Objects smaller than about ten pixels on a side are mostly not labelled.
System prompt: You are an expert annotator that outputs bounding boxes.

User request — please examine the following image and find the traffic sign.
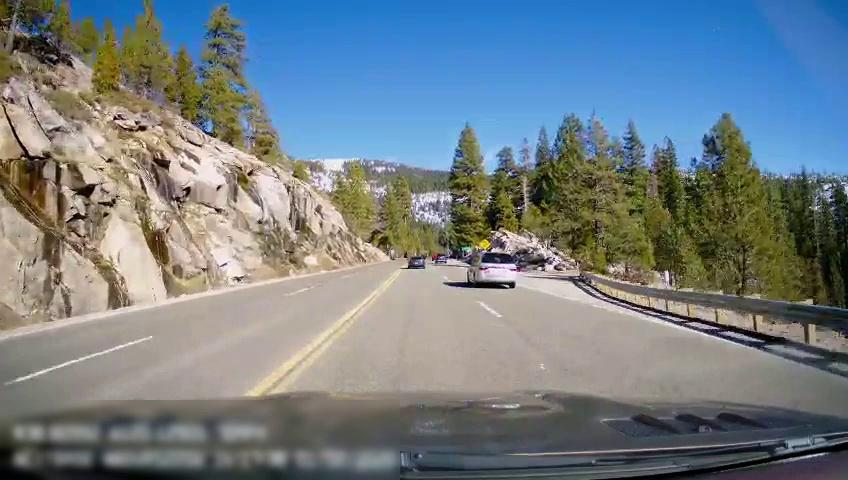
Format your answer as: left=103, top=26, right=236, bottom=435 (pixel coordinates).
left=479, top=238, right=492, bottom=250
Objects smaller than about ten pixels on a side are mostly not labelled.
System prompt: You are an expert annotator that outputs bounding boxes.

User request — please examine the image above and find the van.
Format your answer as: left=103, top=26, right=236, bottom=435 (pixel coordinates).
left=467, top=251, right=518, bottom=289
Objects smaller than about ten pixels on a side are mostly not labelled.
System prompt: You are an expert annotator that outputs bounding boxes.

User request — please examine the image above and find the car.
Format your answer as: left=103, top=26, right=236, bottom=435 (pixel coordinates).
left=407, top=255, right=426, bottom=270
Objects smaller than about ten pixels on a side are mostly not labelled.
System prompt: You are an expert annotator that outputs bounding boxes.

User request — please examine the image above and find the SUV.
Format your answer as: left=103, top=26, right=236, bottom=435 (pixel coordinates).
left=434, top=253, right=448, bottom=264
